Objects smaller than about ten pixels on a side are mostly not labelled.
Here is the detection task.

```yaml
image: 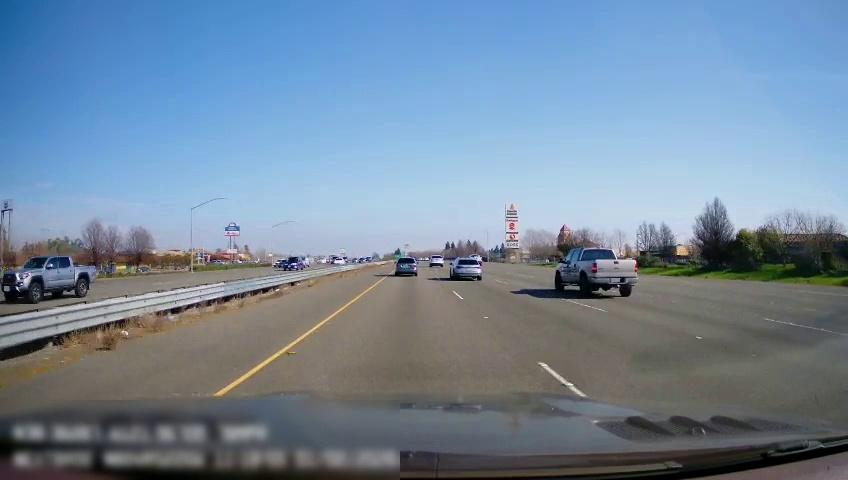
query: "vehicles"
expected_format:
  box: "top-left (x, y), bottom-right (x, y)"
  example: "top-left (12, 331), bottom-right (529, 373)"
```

top-left (279, 258), bottom-right (289, 268)
top-left (0, 256), bottom-right (96, 304)
top-left (393, 258), bottom-right (419, 277)
top-left (428, 254), bottom-right (443, 267)
top-left (448, 257), bottom-right (482, 282)
top-left (468, 254), bottom-right (482, 266)
top-left (273, 259), bottom-right (285, 268)
top-left (299, 256), bottom-right (311, 269)
top-left (553, 247), bottom-right (638, 297)
top-left (283, 257), bottom-right (304, 272)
